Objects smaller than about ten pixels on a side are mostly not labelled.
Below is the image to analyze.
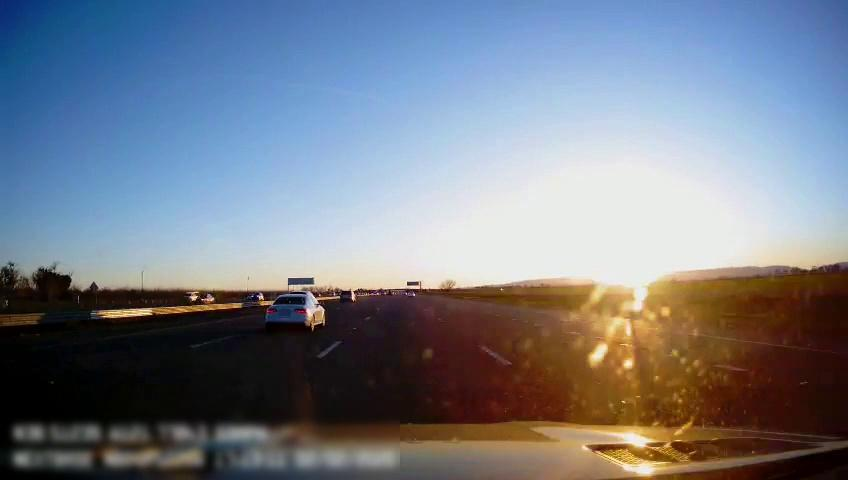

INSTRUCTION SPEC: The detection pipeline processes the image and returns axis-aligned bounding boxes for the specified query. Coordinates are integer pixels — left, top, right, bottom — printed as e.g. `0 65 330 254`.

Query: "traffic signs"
407 281 419 286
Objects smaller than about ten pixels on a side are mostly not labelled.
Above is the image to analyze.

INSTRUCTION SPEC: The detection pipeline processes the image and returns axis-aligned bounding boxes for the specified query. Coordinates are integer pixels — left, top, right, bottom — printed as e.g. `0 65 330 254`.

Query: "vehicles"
286 291 312 295
182 293 200 303
194 294 215 305
340 290 356 302
251 292 265 301
0 296 9 310
265 294 326 332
